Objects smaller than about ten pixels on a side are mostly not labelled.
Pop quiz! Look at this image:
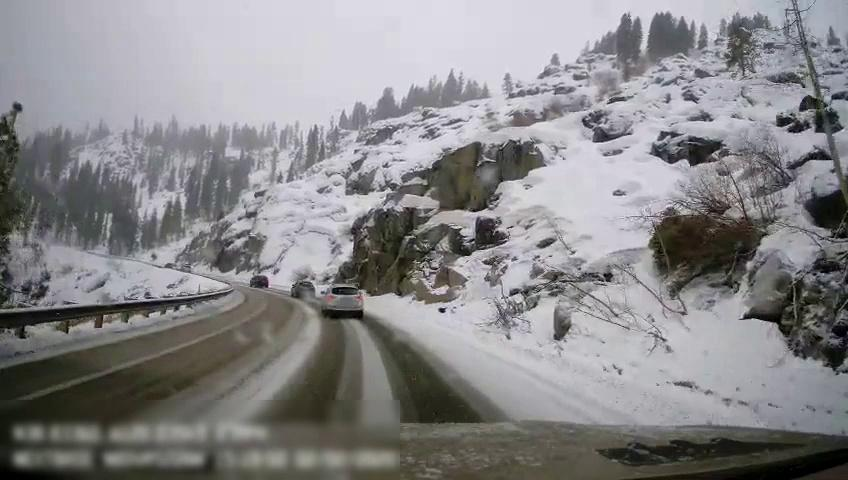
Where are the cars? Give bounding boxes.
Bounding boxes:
[290,281,316,299]
[249,275,269,289]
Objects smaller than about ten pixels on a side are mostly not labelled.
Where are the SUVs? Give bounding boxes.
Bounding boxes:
[319,284,363,319]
